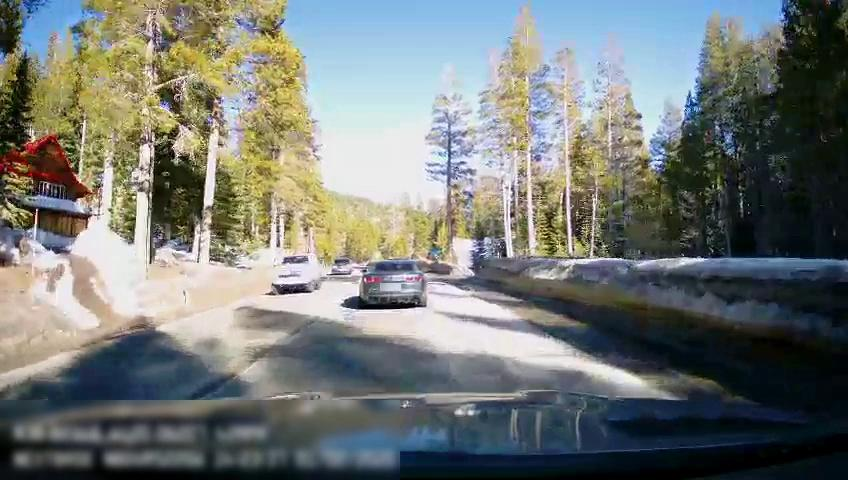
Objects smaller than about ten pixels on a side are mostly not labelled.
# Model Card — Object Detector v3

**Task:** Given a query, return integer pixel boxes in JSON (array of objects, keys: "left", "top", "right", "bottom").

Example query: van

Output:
[{"left": 330, "top": 257, "right": 353, "bottom": 276}]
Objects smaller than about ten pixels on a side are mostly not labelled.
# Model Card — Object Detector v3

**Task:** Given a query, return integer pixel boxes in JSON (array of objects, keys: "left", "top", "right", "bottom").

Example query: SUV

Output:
[{"left": 270, "top": 254, "right": 322, "bottom": 295}]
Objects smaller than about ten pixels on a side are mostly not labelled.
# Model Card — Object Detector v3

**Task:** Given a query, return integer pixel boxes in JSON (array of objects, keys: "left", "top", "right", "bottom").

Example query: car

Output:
[{"left": 360, "top": 259, "right": 428, "bottom": 307}]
